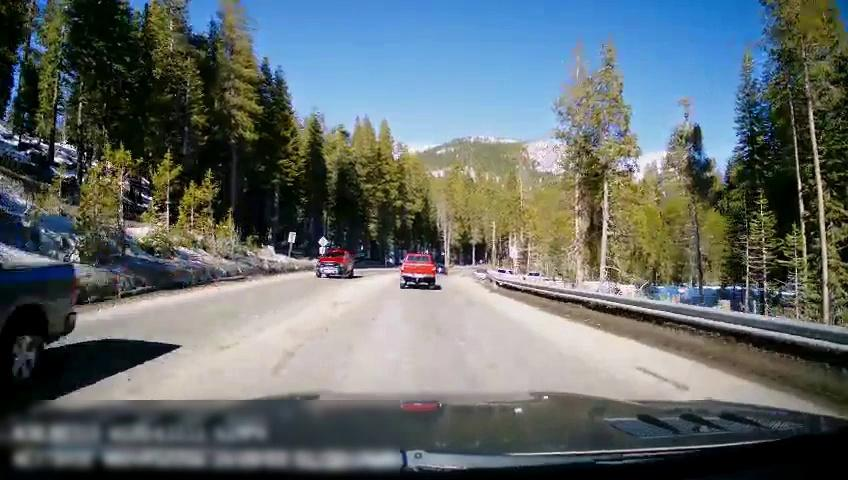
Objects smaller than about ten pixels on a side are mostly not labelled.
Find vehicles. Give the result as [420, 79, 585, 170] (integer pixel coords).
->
[0, 242, 78, 388]
[522, 271, 544, 281]
[398, 252, 437, 288]
[315, 247, 355, 280]
[491, 267, 512, 276]
[437, 265, 449, 275]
